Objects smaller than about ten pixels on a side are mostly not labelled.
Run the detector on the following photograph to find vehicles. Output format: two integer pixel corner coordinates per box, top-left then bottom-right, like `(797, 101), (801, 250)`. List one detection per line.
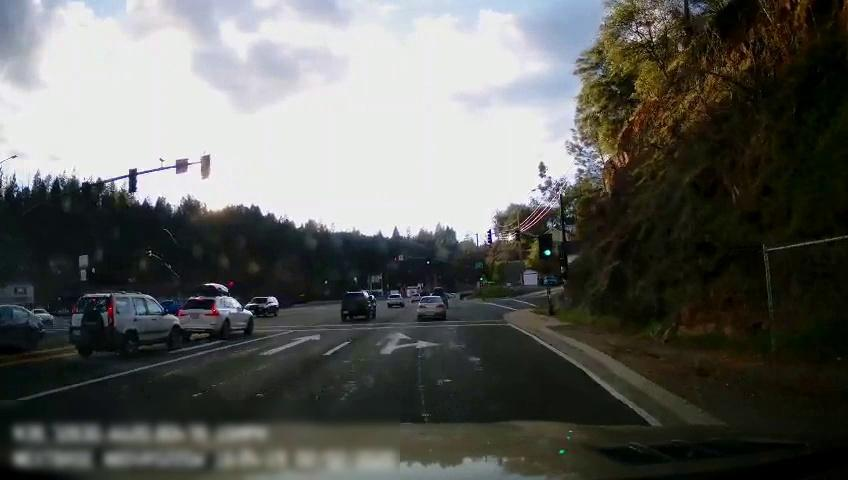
(340, 291), (377, 323)
(244, 296), (280, 317)
(543, 275), (558, 286)
(387, 293), (406, 309)
(30, 308), (55, 330)
(411, 292), (421, 302)
(416, 295), (447, 321)
(432, 286), (449, 307)
(0, 305), (45, 351)
(71, 291), (183, 358)
(177, 282), (255, 343)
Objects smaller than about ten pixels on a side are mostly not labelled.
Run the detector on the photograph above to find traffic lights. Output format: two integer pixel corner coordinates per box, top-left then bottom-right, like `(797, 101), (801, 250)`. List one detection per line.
(514, 229), (522, 243)
(81, 182), (90, 195)
(201, 155), (211, 178)
(129, 167), (138, 195)
(485, 228), (493, 248)
(537, 234), (553, 262)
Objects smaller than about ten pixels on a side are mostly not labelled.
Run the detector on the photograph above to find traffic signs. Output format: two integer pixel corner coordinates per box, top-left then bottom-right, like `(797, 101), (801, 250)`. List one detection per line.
(498, 231), (504, 242)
